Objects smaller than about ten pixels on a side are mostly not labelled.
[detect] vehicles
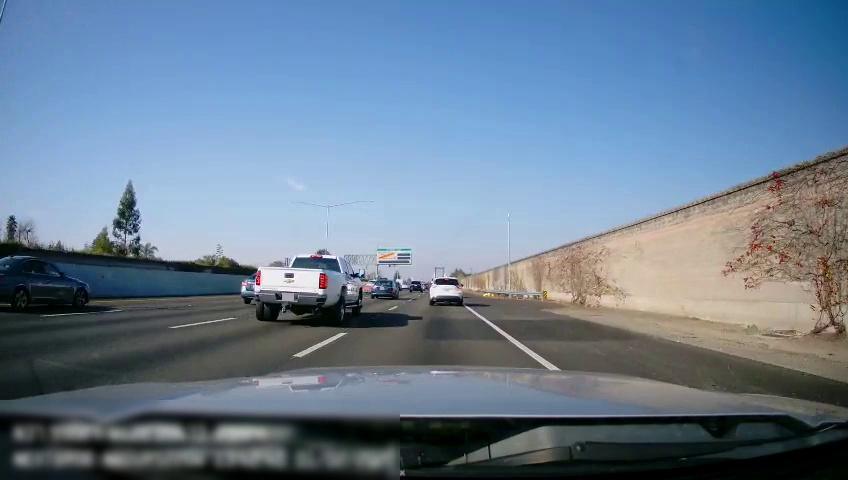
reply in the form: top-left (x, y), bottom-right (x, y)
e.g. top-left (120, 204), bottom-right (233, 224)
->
top-left (240, 272), bottom-right (256, 304)
top-left (370, 279), bottom-right (400, 299)
top-left (254, 254), bottom-right (366, 326)
top-left (0, 255), bottom-right (91, 313)
top-left (361, 280), bottom-right (375, 293)
top-left (409, 281), bottom-right (423, 293)
top-left (429, 277), bottom-right (465, 305)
